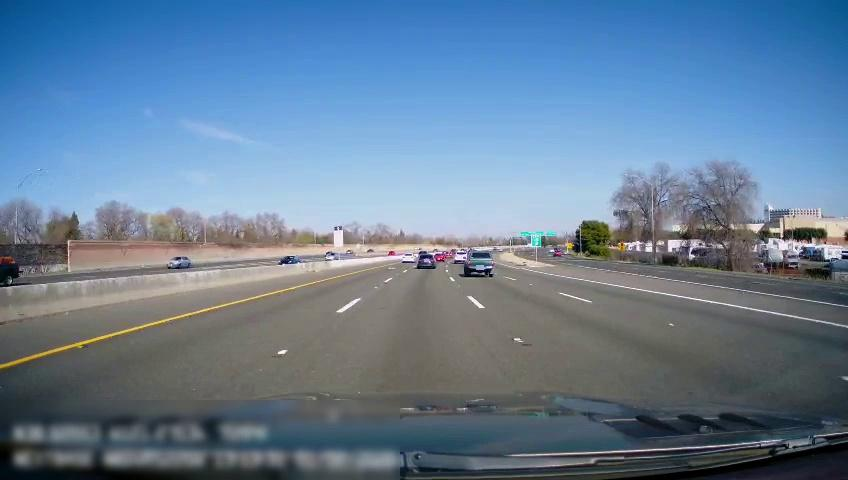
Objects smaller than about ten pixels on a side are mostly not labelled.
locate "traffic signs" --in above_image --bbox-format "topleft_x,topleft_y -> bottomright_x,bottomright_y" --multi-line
520,231 -> 544,237
531,235 -> 542,248
546,231 -> 557,238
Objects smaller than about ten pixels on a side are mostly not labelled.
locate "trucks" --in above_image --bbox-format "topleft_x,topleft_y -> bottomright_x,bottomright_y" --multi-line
0,256 -> 25,288
463,250 -> 495,278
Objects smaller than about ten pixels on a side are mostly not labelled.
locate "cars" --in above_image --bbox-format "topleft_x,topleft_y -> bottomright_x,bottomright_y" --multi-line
324,251 -> 342,261
401,253 -> 417,264
167,256 -> 194,270
277,255 -> 302,266
416,253 -> 436,270
433,253 -> 446,263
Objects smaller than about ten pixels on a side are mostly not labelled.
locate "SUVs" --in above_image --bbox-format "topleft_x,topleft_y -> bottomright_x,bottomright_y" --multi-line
453,250 -> 467,265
